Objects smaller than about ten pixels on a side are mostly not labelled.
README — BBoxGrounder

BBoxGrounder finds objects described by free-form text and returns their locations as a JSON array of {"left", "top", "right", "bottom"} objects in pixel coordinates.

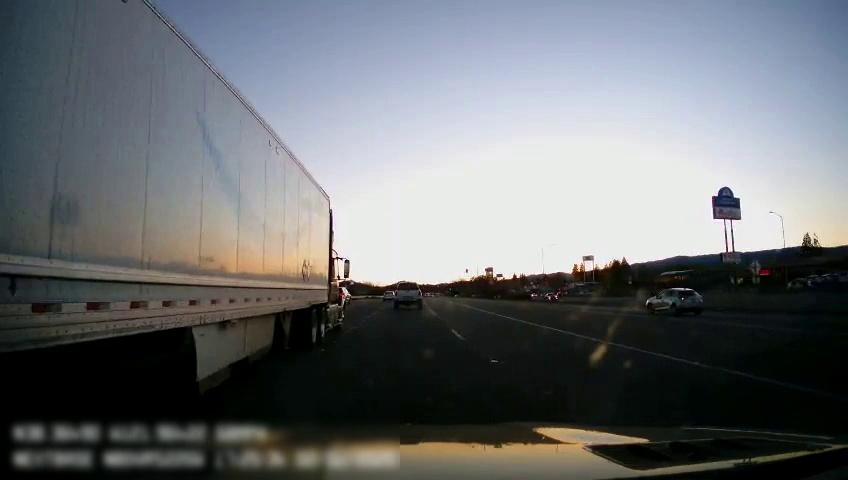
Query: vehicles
[
  {"left": 645, "top": 288, "right": 704, "bottom": 317},
  {"left": 338, "top": 286, "right": 352, "bottom": 305},
  {"left": 544, "top": 292, "right": 557, "bottom": 301},
  {"left": 391, "top": 281, "right": 423, "bottom": 312},
  {"left": 0, "top": 0, "right": 350, "bottom": 456},
  {"left": 383, "top": 291, "right": 395, "bottom": 302}
]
